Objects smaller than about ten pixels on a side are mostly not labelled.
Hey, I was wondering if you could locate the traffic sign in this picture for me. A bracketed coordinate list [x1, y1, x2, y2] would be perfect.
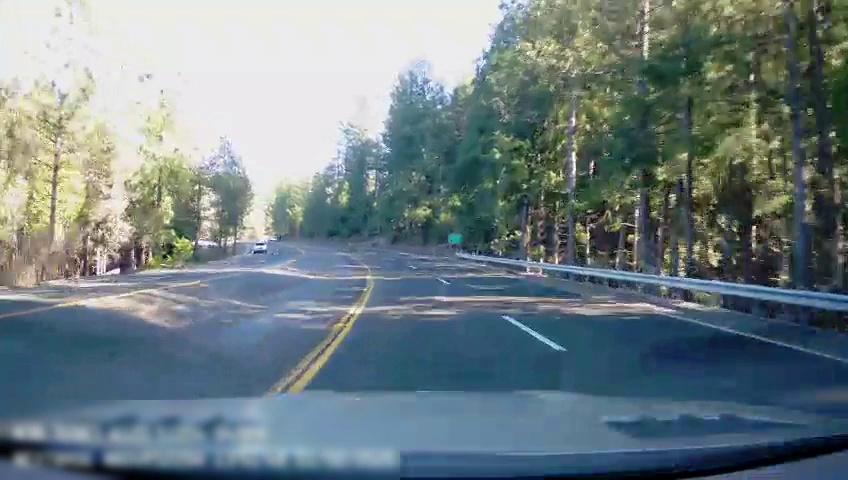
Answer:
[447, 232, 464, 245]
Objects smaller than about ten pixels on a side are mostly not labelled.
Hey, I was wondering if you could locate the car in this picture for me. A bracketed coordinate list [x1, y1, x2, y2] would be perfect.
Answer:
[252, 239, 269, 255]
